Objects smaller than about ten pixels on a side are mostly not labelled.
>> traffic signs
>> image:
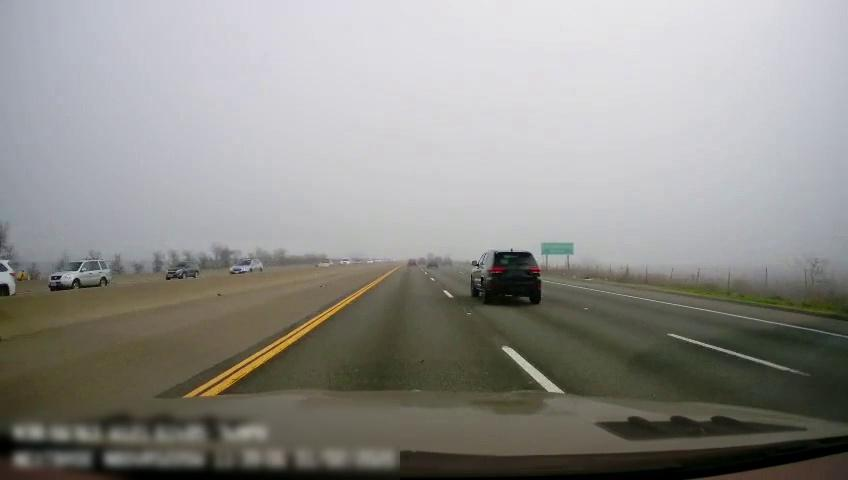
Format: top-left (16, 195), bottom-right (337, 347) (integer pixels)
top-left (540, 241), bottom-right (576, 256)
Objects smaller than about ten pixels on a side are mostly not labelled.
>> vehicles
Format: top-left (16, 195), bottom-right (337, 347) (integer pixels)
top-left (470, 248), bottom-right (543, 306)
top-left (0, 258), bottom-right (17, 298)
top-left (164, 261), bottom-right (200, 281)
top-left (229, 257), bottom-right (264, 275)
top-left (47, 258), bottom-right (113, 291)
top-left (317, 258), bottom-right (337, 268)
top-left (425, 259), bottom-right (439, 269)
top-left (339, 257), bottom-right (353, 265)
top-left (407, 258), bottom-right (417, 266)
